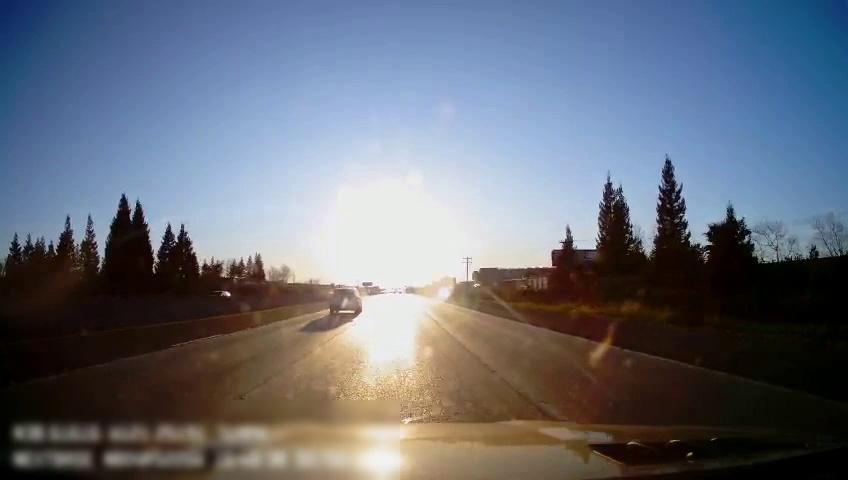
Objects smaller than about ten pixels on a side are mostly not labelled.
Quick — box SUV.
[329,287,363,315]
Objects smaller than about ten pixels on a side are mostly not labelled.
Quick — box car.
[207,291,232,300]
